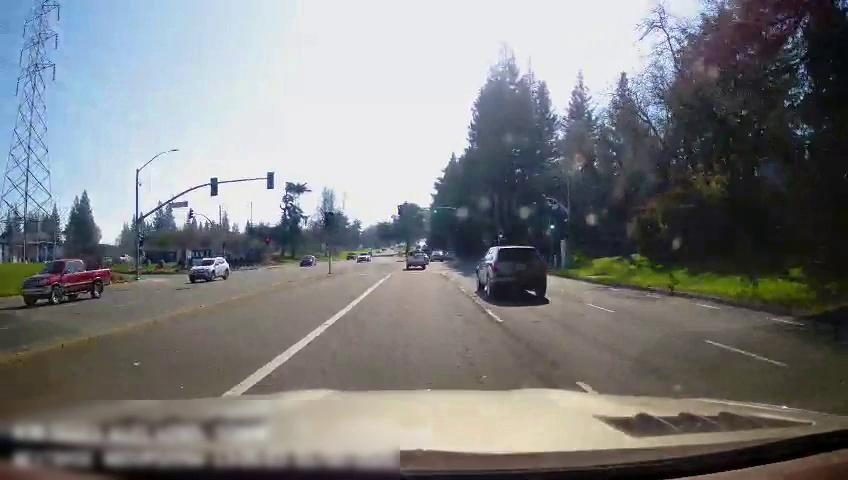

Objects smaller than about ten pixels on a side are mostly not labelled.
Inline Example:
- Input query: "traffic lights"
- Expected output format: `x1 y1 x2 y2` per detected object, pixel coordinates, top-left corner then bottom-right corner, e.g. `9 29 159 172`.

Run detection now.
188 208 195 220
548 223 558 236
209 176 218 197
266 171 275 190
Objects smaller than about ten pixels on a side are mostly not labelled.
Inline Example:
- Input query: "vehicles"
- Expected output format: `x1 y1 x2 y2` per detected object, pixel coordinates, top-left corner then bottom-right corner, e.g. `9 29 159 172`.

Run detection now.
356 251 372 263
188 256 231 283
475 244 547 298
431 250 445 262
346 251 356 261
21 258 114 306
299 254 318 266
405 250 426 272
